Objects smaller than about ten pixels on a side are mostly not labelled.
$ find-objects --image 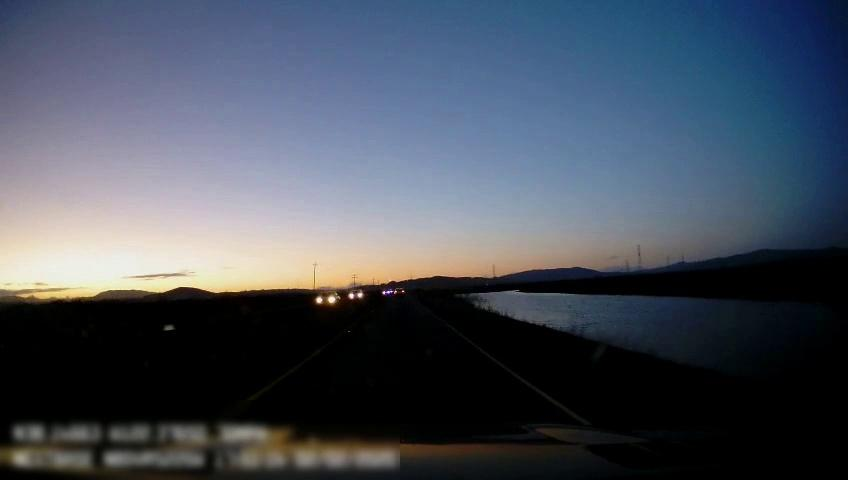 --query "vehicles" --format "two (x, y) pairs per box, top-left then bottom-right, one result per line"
(316, 290), (339, 307)
(349, 288), (364, 300)
(394, 287), (406, 296)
